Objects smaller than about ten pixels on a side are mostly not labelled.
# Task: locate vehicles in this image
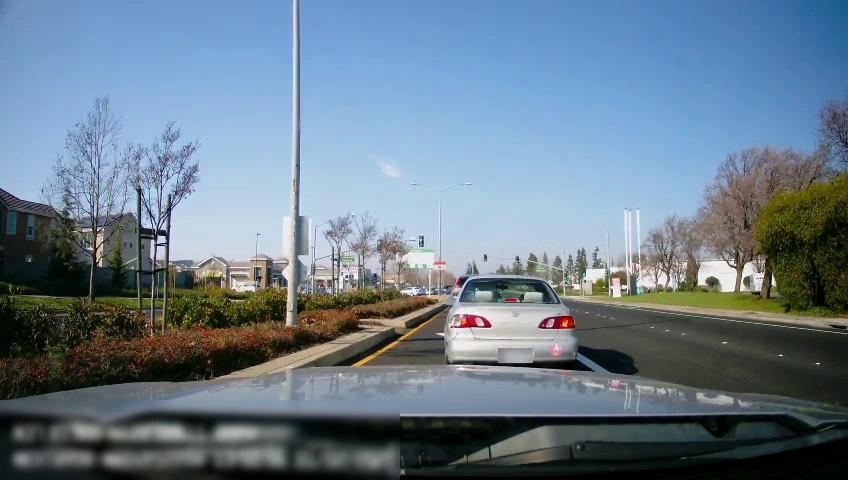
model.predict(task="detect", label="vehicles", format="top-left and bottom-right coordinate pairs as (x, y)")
top-left (445, 275), bottom-right (581, 365)
top-left (453, 274), bottom-right (470, 289)
top-left (227, 281), bottom-right (259, 293)
top-left (399, 286), bottom-right (417, 297)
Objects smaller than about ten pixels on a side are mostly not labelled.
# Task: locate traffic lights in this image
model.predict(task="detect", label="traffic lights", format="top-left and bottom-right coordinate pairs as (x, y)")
top-left (376, 238), bottom-right (382, 250)
top-left (418, 234), bottom-right (424, 247)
